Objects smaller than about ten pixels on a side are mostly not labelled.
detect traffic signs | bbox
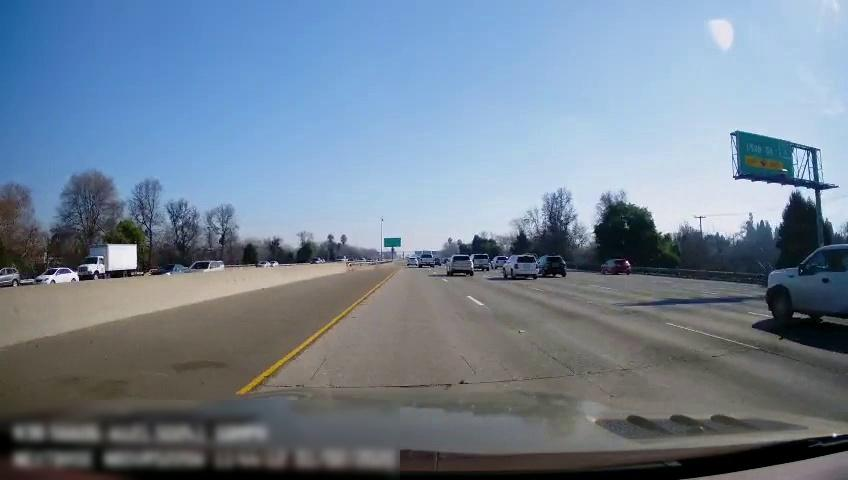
[383,237,402,248]
[735,129,795,179]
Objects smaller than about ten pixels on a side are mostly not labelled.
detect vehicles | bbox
[445,254,474,277]
[31,267,80,287]
[187,260,225,274]
[310,257,327,264]
[148,263,191,278]
[255,261,271,268]
[490,255,510,270]
[417,254,436,269]
[764,244,848,329]
[76,243,138,282]
[601,258,633,276]
[469,253,491,272]
[535,255,567,278]
[406,257,419,267]
[0,265,21,289]
[502,254,540,281]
